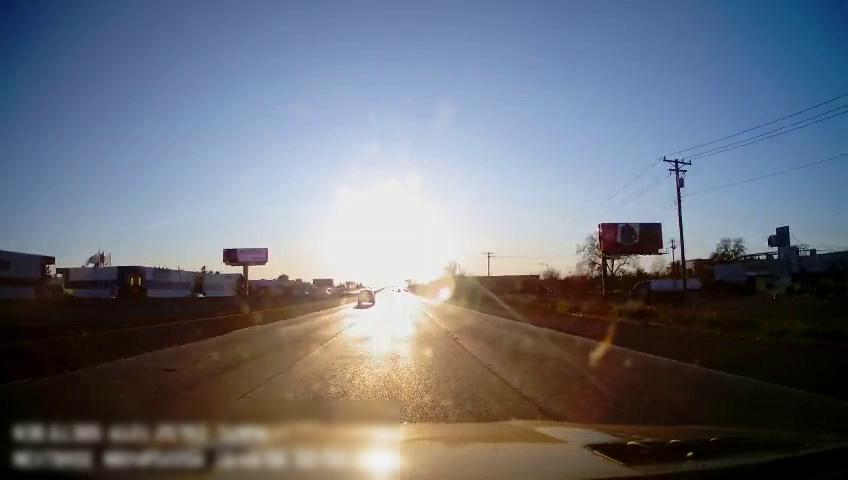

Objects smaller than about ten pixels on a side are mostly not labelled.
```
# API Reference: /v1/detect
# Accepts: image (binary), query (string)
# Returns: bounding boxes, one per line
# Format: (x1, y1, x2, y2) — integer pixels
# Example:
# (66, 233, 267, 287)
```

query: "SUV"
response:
(357, 289, 375, 305)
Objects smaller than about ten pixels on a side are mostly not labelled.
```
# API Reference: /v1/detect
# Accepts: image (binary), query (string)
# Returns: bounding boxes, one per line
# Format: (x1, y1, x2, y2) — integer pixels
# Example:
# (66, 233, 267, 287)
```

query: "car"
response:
(184, 293, 206, 300)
